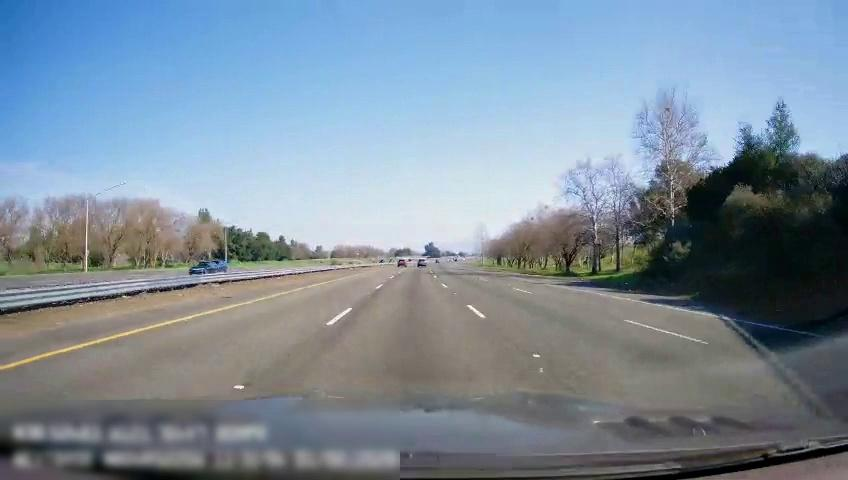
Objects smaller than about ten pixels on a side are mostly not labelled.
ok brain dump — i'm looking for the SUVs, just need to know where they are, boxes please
[397,259,408,269]
[188,259,228,275]
[417,259,426,267]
